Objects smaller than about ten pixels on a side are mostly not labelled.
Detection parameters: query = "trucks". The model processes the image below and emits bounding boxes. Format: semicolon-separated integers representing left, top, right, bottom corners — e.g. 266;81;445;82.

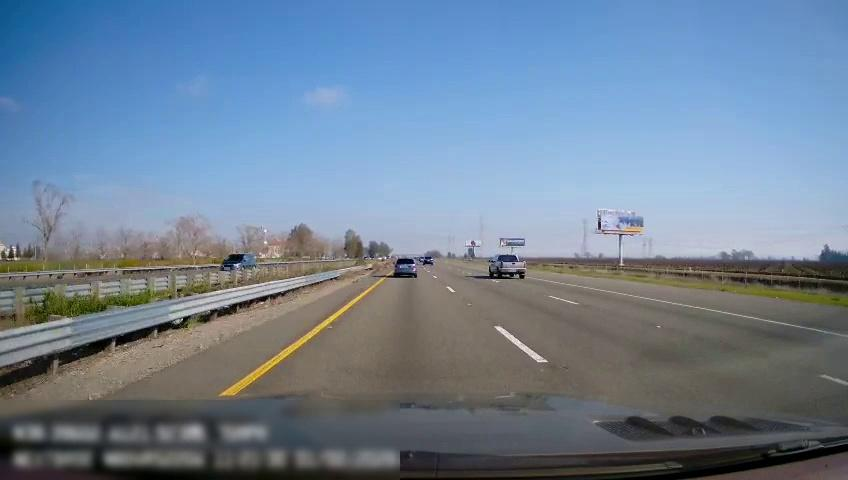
488;254;527;280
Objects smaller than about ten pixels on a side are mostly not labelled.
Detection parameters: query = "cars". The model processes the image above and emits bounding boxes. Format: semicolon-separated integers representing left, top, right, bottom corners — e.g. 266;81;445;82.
422;255;434;266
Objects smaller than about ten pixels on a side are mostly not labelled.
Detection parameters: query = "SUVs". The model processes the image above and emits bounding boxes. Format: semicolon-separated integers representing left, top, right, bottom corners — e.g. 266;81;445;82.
220;253;258;272
393;258;418;278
